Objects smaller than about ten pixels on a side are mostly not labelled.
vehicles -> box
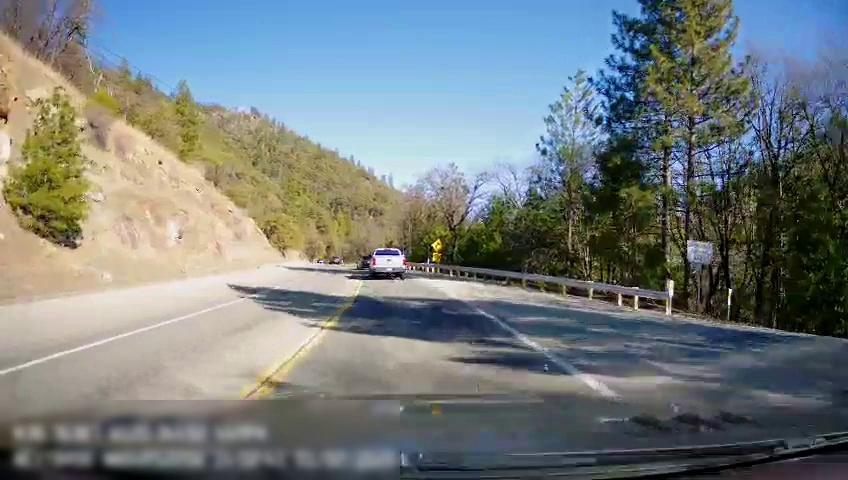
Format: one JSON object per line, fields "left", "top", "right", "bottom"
{"left": 357, "top": 255, "right": 371, "bottom": 270}
{"left": 368, "top": 247, "right": 406, "bottom": 281}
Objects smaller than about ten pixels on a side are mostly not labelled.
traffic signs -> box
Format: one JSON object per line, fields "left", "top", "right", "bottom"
{"left": 687, "top": 240, "right": 714, "bottom": 265}
{"left": 667, "top": 280, "right": 674, "bottom": 296}
{"left": 431, "top": 240, "right": 445, "bottom": 252}
{"left": 432, "top": 253, "right": 443, "bottom": 262}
